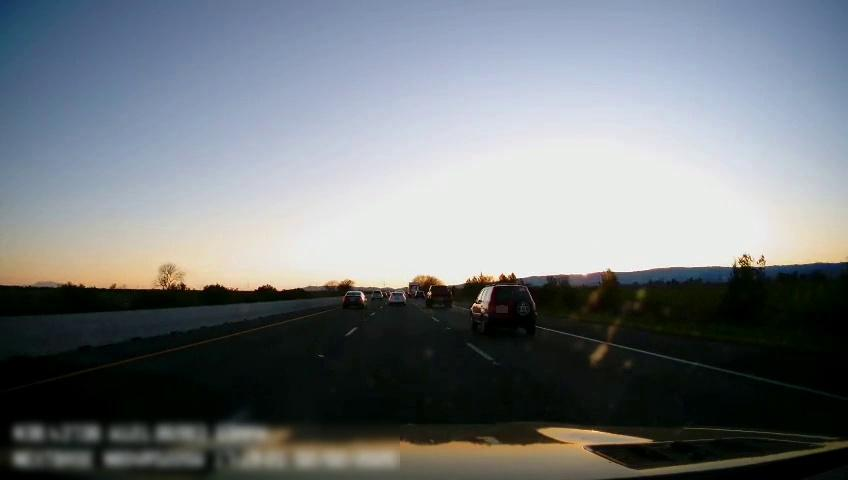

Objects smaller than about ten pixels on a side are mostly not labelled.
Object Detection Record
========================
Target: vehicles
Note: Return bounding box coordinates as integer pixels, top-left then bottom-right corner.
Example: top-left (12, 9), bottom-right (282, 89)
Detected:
top-left (425, 285), bottom-right (453, 309)
top-left (407, 282), bottom-right (419, 298)
top-left (469, 283), bottom-right (538, 335)
top-left (371, 289), bottom-right (384, 301)
top-left (415, 291), bottom-right (425, 300)
top-left (388, 292), bottom-right (406, 307)
top-left (342, 290), bottom-right (368, 310)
